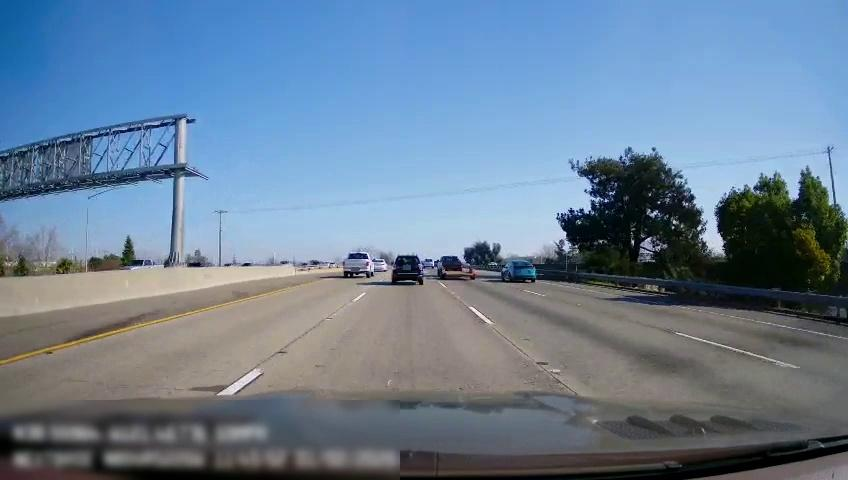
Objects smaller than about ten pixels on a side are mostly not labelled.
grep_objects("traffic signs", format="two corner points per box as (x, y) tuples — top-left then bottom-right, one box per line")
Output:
(40, 136), (94, 182)
(0, 147), (40, 191)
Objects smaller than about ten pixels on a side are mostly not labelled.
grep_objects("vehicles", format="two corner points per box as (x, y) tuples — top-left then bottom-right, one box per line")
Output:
(389, 253), (424, 286)
(500, 259), (537, 283)
(186, 262), (202, 268)
(437, 256), (464, 277)
(370, 258), (388, 272)
(422, 258), (435, 269)
(440, 266), (477, 281)
(119, 259), (165, 271)
(342, 251), (376, 279)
